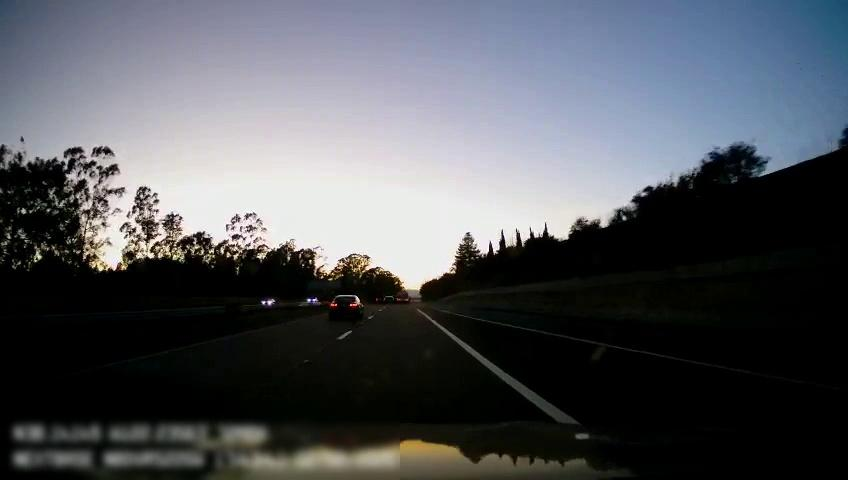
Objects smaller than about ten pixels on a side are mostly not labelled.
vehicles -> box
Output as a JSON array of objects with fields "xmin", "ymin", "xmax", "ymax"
[
  {"xmin": 260, "ymin": 297, "xmax": 276, "ymax": 306},
  {"xmin": 307, "ymin": 296, "xmax": 319, "ymax": 304},
  {"xmin": 383, "ymin": 296, "xmax": 394, "ymax": 305},
  {"xmin": 396, "ymin": 292, "xmax": 410, "ymax": 303},
  {"xmin": 329, "ymin": 294, "xmax": 365, "ymax": 321}
]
